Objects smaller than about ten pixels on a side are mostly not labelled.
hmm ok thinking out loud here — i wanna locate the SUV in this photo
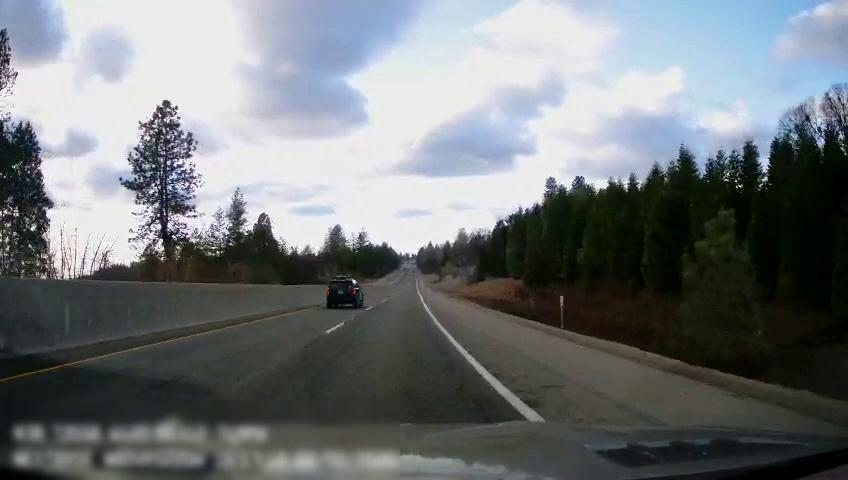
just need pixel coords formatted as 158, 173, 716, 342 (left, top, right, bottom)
326, 278, 365, 309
